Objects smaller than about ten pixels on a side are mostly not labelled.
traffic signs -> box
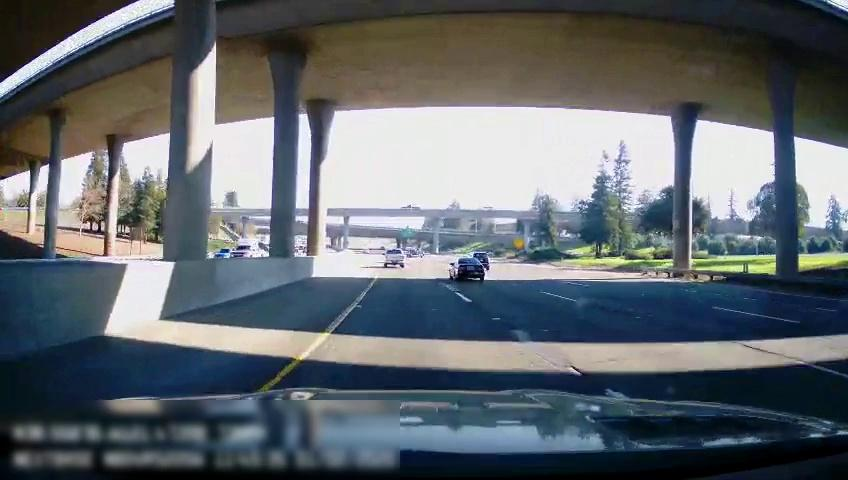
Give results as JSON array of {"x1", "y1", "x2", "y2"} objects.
[
  {"x1": 400, "y1": 228, "x2": 417, "y2": 240},
  {"x1": 512, "y1": 239, "x2": 525, "y2": 249}
]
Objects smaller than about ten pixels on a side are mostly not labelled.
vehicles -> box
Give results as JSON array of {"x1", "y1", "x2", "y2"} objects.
[
  {"x1": 214, "y1": 248, "x2": 236, "y2": 259},
  {"x1": 477, "y1": 205, "x2": 495, "y2": 209},
  {"x1": 232, "y1": 238, "x2": 260, "y2": 258},
  {"x1": 467, "y1": 251, "x2": 490, "y2": 272},
  {"x1": 447, "y1": 257, "x2": 486, "y2": 282},
  {"x1": 400, "y1": 202, "x2": 422, "y2": 210},
  {"x1": 381, "y1": 247, "x2": 406, "y2": 269},
  {"x1": 407, "y1": 251, "x2": 425, "y2": 259}
]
